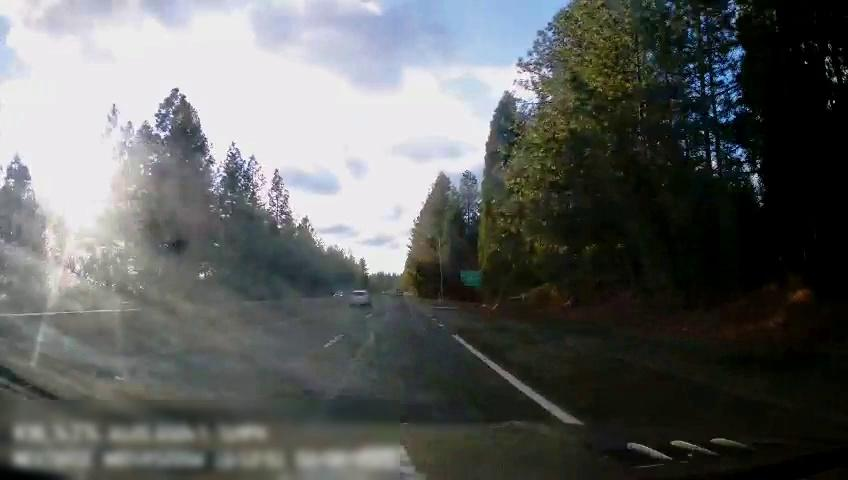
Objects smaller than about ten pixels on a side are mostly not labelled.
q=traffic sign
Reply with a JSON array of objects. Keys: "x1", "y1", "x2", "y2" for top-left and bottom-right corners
[{"x1": 460, "y1": 270, "x2": 486, "y2": 288}]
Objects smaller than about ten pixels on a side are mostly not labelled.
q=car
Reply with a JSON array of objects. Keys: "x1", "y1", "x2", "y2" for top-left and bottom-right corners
[{"x1": 348, "y1": 290, "x2": 370, "y2": 308}]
